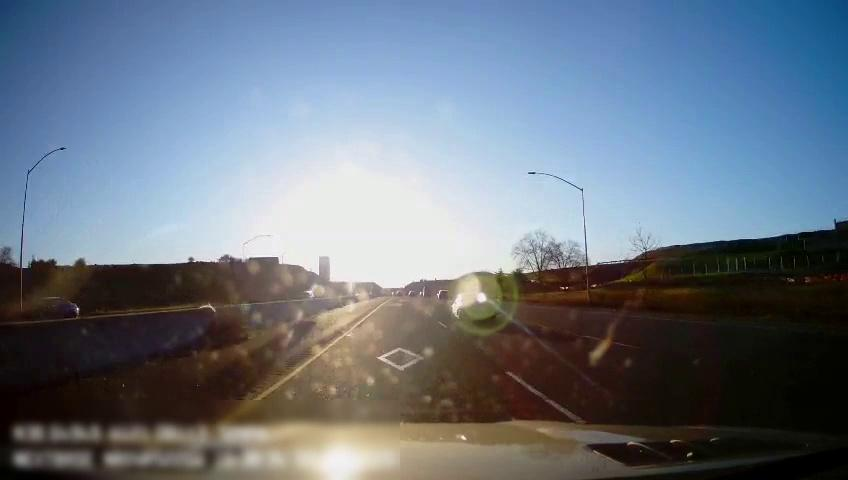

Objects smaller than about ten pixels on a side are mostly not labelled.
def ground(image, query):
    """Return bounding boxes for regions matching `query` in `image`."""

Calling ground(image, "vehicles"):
[436,290,450,300]
[423,287,432,297]
[452,292,491,322]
